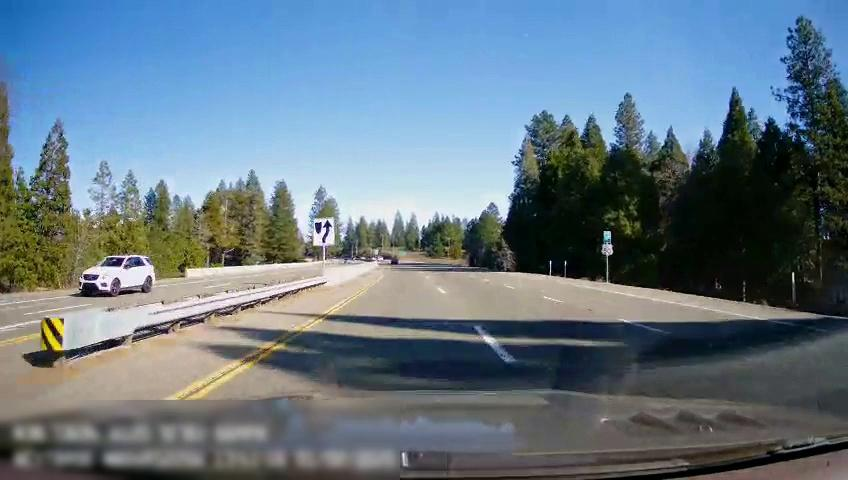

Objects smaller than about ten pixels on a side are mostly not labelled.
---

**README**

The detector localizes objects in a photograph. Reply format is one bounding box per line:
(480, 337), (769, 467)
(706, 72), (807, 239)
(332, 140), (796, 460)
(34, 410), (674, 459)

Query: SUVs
(78, 254), (156, 298)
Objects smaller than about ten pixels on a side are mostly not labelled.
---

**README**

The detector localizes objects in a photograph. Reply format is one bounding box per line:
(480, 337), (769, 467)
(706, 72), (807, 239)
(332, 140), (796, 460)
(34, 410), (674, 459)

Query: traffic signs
(38, 316), (66, 353)
(600, 244), (614, 257)
(602, 230), (612, 245)
(311, 216), (336, 247)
